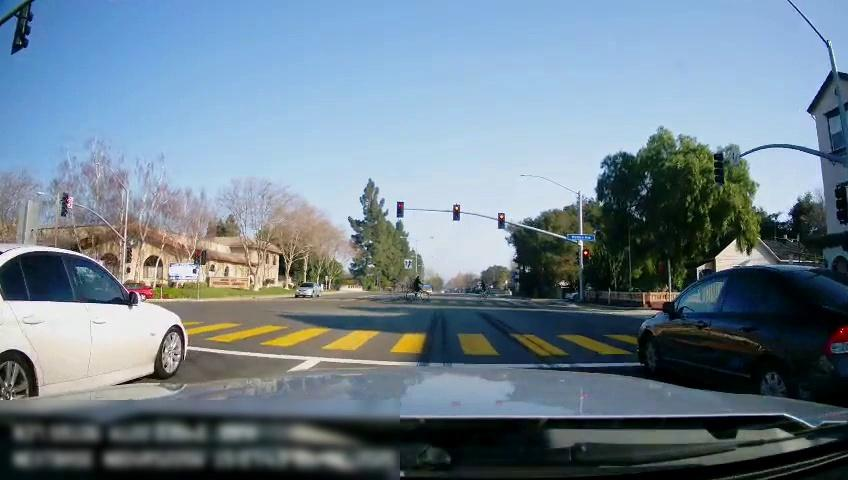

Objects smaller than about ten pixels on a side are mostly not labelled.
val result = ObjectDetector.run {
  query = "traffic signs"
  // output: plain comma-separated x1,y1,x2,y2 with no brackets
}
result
402,258,415,272
566,232,596,242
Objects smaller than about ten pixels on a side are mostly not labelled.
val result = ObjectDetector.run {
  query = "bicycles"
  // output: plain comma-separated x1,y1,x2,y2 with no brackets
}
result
413,276,421,294
479,277,487,291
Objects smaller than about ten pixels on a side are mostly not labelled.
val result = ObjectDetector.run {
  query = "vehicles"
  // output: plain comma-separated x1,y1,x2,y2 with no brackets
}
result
125,279,154,302
564,291,577,301
639,263,848,407
0,240,189,402
294,281,323,299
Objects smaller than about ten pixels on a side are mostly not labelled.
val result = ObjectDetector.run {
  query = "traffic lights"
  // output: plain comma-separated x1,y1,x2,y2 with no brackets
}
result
452,203,462,221
59,191,72,218
496,212,505,230
833,179,848,228
126,247,133,263
395,200,406,219
712,150,727,188
582,247,592,263
9,0,35,55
